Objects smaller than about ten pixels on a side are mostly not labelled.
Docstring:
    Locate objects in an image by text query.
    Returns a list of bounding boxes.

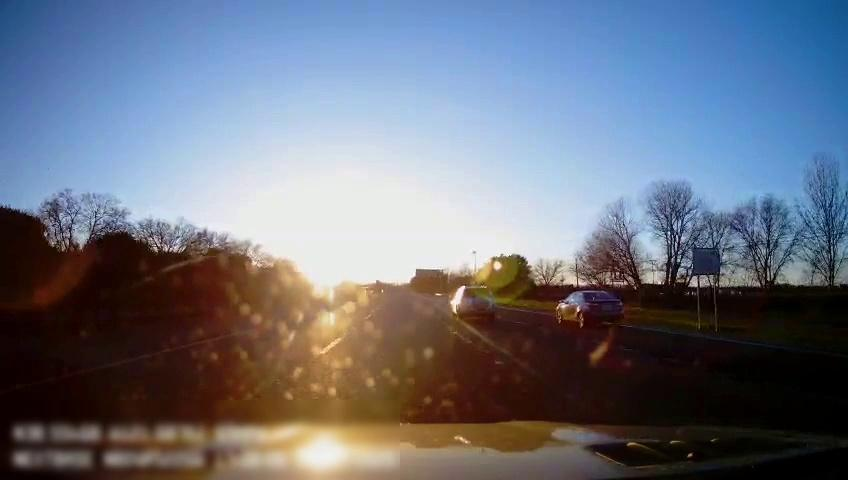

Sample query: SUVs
[448,286,498,323]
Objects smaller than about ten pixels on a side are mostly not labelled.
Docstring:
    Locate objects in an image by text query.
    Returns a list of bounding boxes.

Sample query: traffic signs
[693,248,721,276]
[415,269,443,280]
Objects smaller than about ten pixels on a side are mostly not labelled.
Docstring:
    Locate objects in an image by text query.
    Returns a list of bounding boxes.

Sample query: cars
[555,290,625,327]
